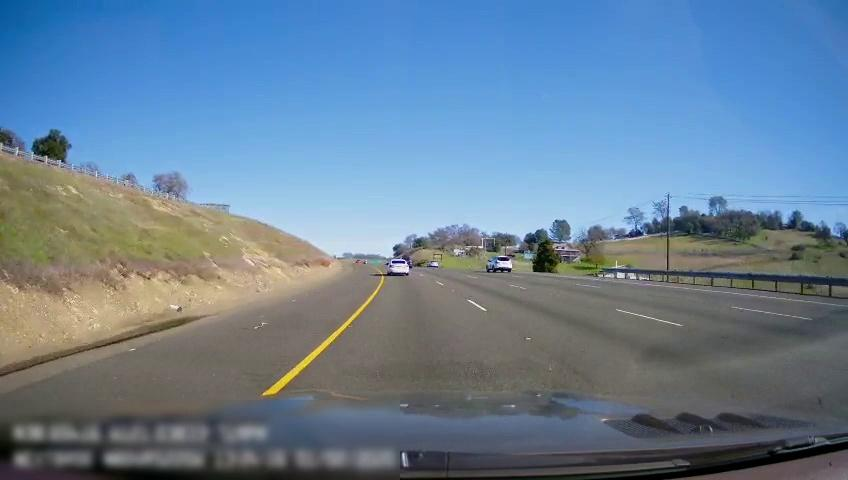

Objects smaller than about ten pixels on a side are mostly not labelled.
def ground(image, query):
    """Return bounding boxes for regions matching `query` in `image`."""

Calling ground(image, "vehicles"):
[398,259,413,269]
[486,255,512,272]
[427,261,439,269]
[387,260,410,277]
